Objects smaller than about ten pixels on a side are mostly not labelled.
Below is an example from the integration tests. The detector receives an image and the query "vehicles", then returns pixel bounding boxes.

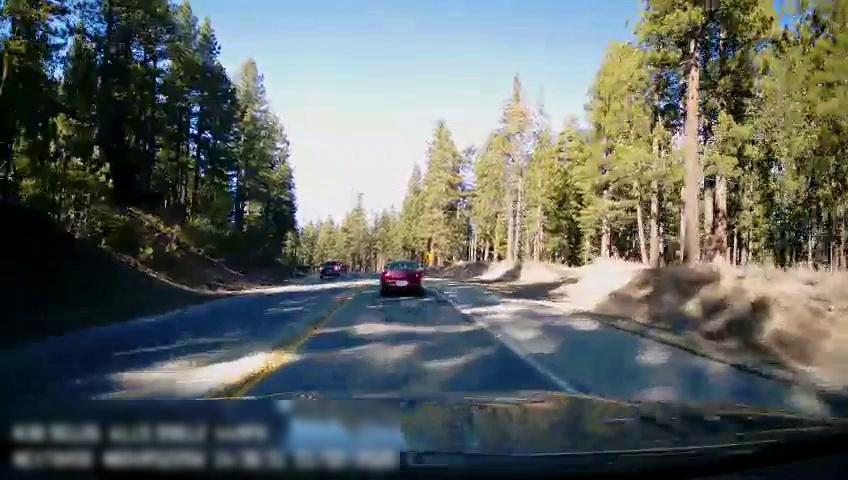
[380,260,425,297]
[318,262,341,278]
